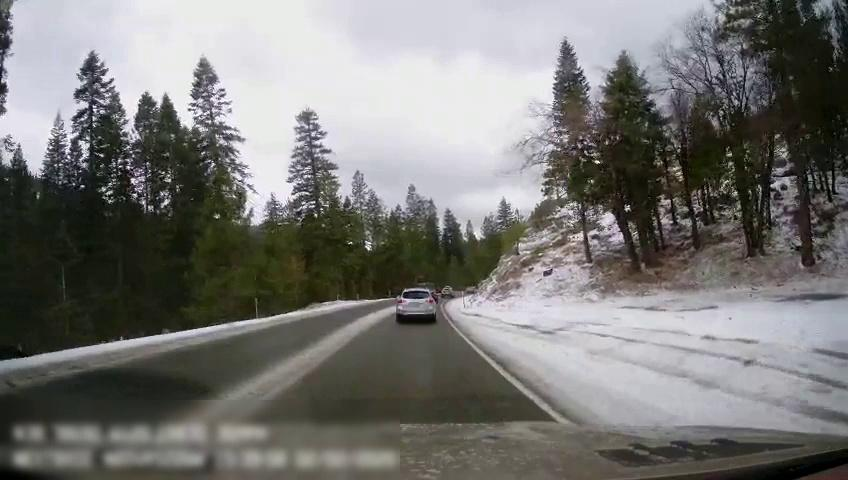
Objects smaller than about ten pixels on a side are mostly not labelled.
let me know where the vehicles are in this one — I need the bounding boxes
[441,287,454,298]
[415,283,438,303]
[396,288,436,322]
